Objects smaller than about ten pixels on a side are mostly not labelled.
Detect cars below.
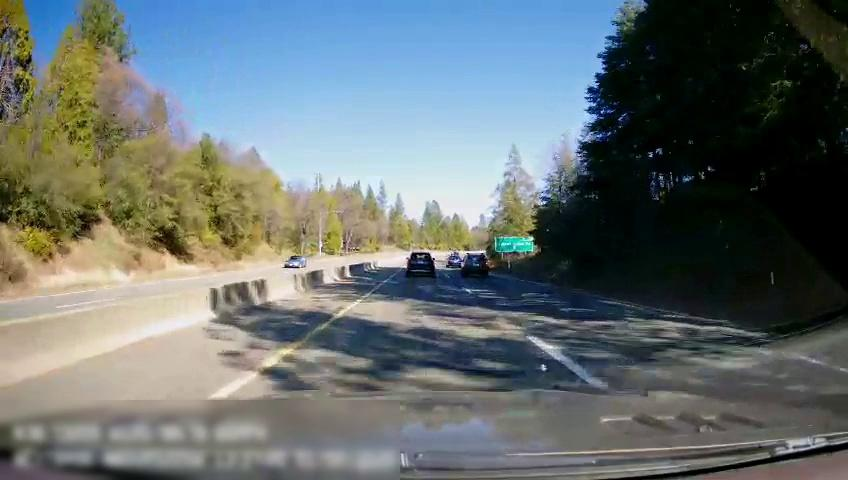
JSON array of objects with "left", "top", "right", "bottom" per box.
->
[
  {"left": 282, "top": 256, "right": 308, "bottom": 269},
  {"left": 448, "top": 255, "right": 461, "bottom": 266}
]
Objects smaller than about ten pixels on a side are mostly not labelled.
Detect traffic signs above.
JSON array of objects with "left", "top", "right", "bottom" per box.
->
[{"left": 494, "top": 236, "right": 536, "bottom": 253}]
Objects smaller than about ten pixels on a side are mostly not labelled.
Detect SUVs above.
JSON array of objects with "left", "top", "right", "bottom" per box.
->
[
  {"left": 462, "top": 254, "right": 488, "bottom": 276},
  {"left": 405, "top": 251, "right": 436, "bottom": 275}
]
